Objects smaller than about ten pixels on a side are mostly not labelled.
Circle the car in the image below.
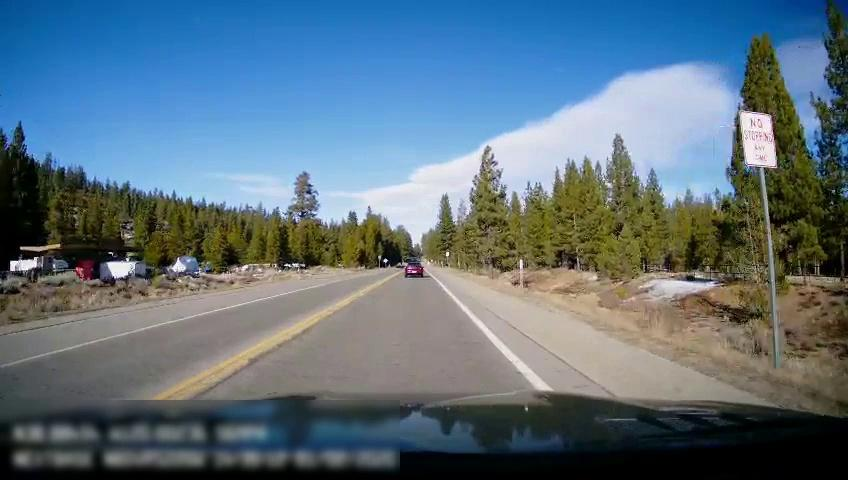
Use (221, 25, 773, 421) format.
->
(404, 261, 425, 278)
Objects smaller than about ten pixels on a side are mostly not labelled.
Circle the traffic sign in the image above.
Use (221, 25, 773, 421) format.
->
(739, 110, 777, 169)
